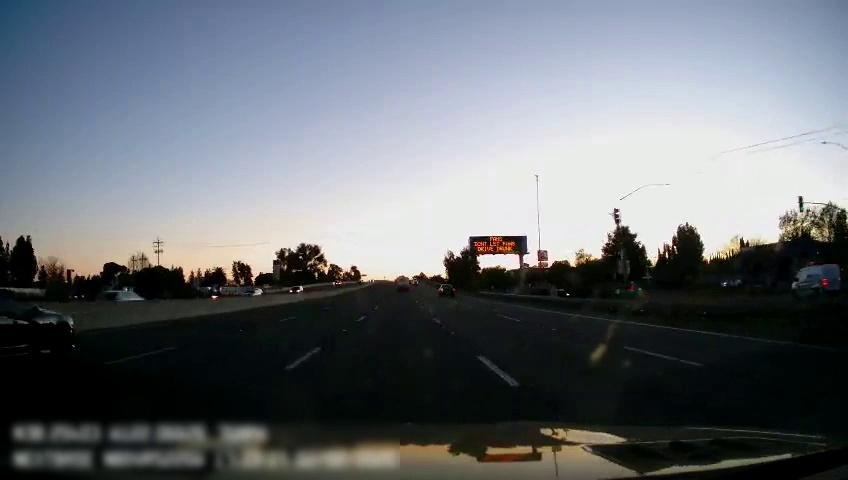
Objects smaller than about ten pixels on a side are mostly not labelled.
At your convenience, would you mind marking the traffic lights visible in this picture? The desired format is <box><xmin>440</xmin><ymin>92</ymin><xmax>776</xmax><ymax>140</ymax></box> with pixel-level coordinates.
<box><xmin>798</xmin><ymin>196</ymin><xmax>804</xmax><ymax>212</ymax></box>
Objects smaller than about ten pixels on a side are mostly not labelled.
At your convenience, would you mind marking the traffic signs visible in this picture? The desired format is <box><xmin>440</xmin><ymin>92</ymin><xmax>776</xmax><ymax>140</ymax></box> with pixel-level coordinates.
<box><xmin>273</xmin><ymin>260</ymin><xmax>281</xmax><ymax>281</ymax></box>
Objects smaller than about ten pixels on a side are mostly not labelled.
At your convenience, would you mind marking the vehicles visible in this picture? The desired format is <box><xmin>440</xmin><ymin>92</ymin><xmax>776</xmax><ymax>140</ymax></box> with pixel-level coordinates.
<box><xmin>438</xmin><ymin>284</ymin><xmax>455</xmax><ymax>296</ymax></box>
<box><xmin>0</xmin><ymin>288</ymin><xmax>76</xmax><ymax>360</ymax></box>
<box><xmin>91</xmin><ymin>290</ymin><xmax>145</xmax><ymax>304</ymax></box>
<box><xmin>242</xmin><ymin>289</ymin><xmax>260</xmax><ymax>297</ymax></box>
<box><xmin>791</xmin><ymin>264</ymin><xmax>842</xmax><ymax>301</ymax></box>
<box><xmin>553</xmin><ymin>289</ymin><xmax>570</xmax><ymax>298</ymax></box>
<box><xmin>289</xmin><ymin>286</ymin><xmax>304</xmax><ymax>294</ymax></box>
<box><xmin>397</xmin><ymin>277</ymin><xmax>410</xmax><ymax>291</ymax></box>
